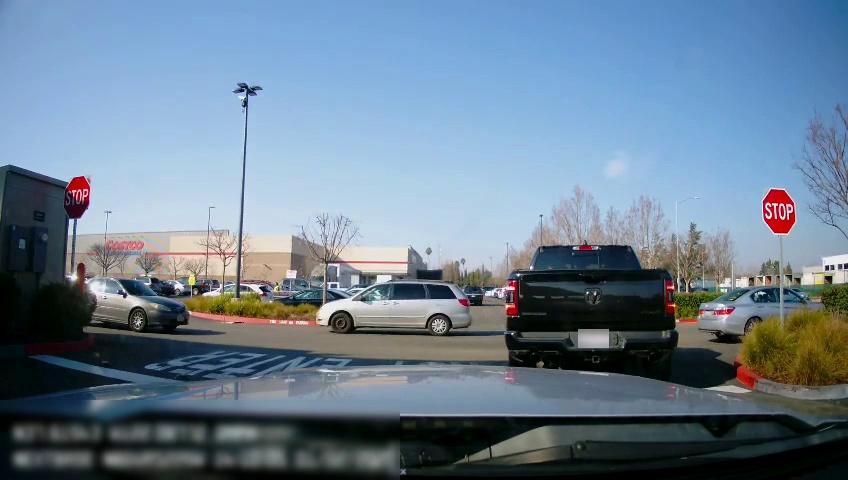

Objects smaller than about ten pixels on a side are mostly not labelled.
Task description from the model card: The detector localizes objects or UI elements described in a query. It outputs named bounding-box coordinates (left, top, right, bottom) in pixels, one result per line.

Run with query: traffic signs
left=761, top=186, right=797, bottom=237
left=54, top=172, right=82, bottom=217
left=187, top=273, right=195, bottom=285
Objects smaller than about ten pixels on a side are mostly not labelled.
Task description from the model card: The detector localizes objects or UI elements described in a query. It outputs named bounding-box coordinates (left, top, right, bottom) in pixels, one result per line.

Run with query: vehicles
left=483, top=288, right=497, bottom=296
left=160, top=280, right=177, bottom=298
left=82, top=273, right=191, bottom=333
left=459, top=285, right=484, bottom=307
left=349, top=282, right=372, bottom=289
left=494, top=287, right=504, bottom=301
left=502, top=244, right=679, bottom=377
left=168, top=277, right=193, bottom=297
left=141, top=276, right=167, bottom=295
left=271, top=286, right=351, bottom=316
left=311, top=262, right=354, bottom=289
left=201, top=281, right=274, bottom=299
left=318, top=281, right=341, bottom=289
left=695, top=286, right=808, bottom=343
left=327, top=287, right=365, bottom=297
left=314, top=281, right=474, bottom=337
